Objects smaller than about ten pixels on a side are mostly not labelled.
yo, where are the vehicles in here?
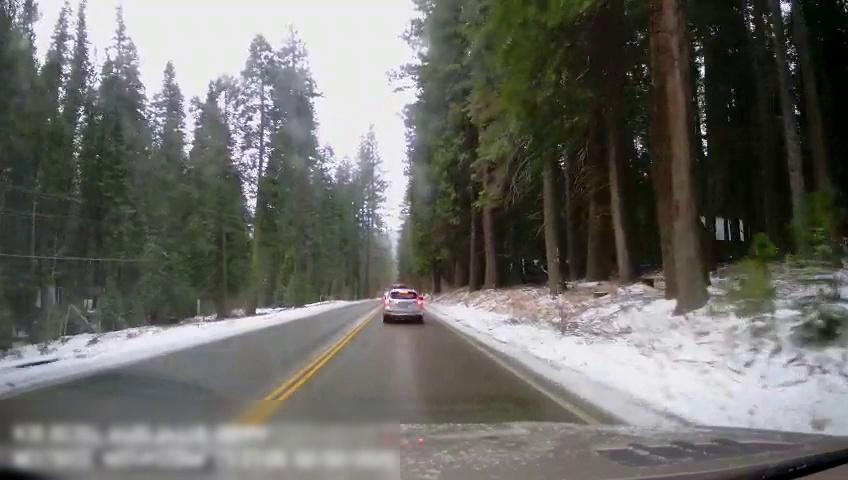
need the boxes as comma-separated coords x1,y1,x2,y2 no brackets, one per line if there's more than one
389,282,407,291
382,287,424,325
